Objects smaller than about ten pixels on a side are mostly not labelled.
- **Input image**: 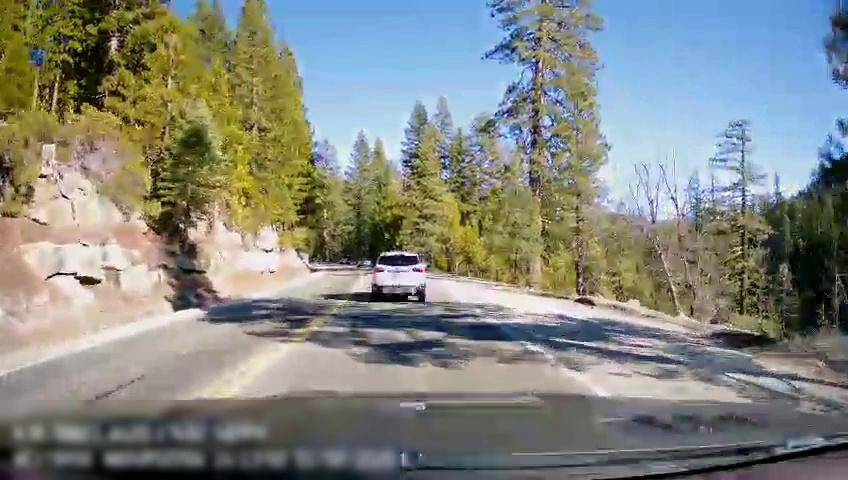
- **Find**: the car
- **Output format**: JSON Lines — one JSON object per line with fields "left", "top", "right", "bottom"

{"left": 356, "top": 255, "right": 373, "bottom": 268}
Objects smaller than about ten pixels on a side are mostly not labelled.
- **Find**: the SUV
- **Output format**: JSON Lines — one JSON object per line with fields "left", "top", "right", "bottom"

{"left": 370, "top": 251, "right": 426, "bottom": 303}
